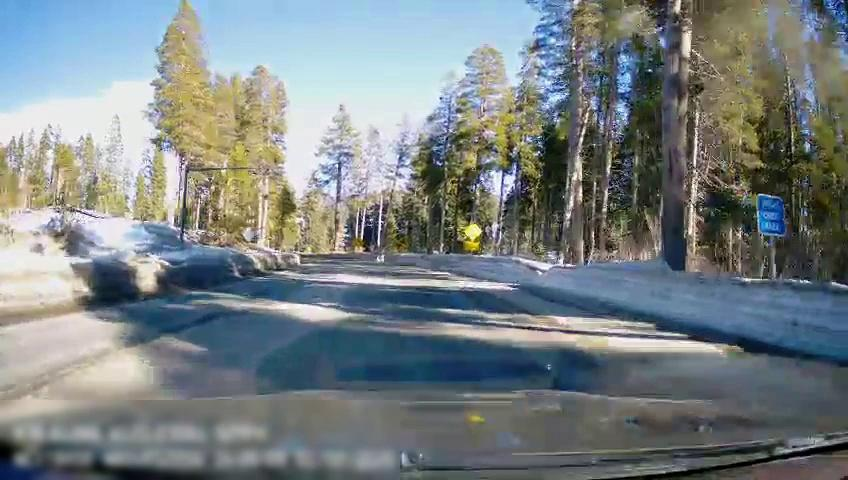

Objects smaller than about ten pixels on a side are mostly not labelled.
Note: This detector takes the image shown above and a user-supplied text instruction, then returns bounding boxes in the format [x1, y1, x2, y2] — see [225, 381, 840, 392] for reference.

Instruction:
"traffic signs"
[757, 192, 787, 237]
[464, 239, 480, 254]
[464, 222, 481, 237]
